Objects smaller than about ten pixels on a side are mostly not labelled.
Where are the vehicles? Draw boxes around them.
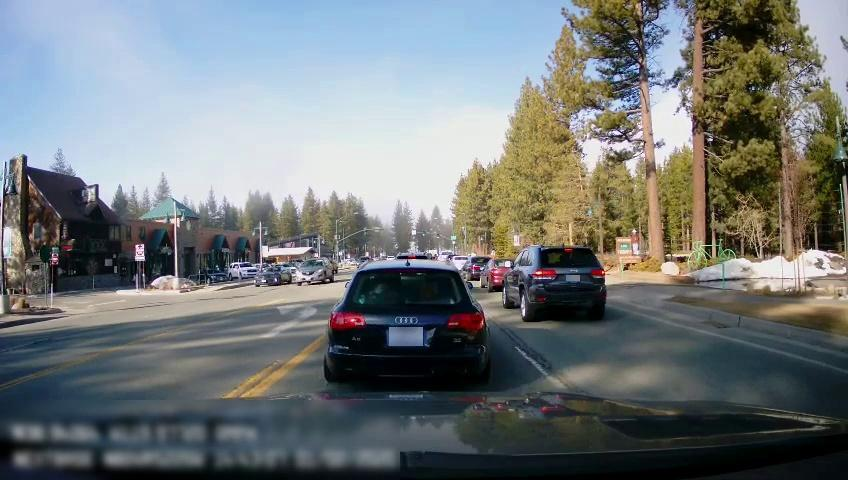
[460,256,491,289]
[391,254,431,265]
[295,258,335,285]
[257,266,292,287]
[198,267,226,285]
[225,261,257,280]
[451,256,471,275]
[327,263,489,384]
[505,246,608,322]
[479,258,515,293]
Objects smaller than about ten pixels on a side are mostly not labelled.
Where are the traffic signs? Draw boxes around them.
[133,243,146,261]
